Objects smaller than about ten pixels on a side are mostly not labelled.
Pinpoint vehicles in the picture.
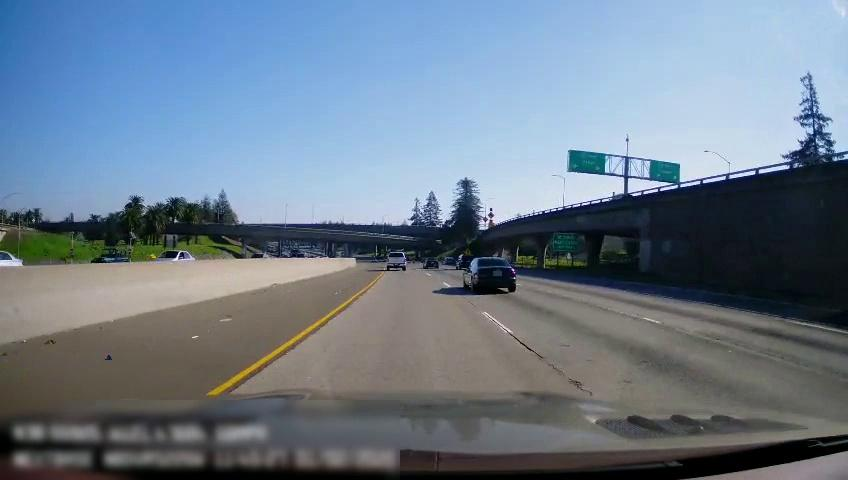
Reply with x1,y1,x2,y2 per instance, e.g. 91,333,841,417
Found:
0,249,24,267
90,248,133,265
153,249,195,263
463,256,517,295
455,254,476,270
250,252,270,259
423,256,439,270
610,192,632,200
386,251,408,271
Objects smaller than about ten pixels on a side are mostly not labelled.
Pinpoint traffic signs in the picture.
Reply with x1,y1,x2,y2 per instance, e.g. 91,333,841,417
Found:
648,159,682,184
551,232,577,252
568,149,606,175
162,233,178,246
